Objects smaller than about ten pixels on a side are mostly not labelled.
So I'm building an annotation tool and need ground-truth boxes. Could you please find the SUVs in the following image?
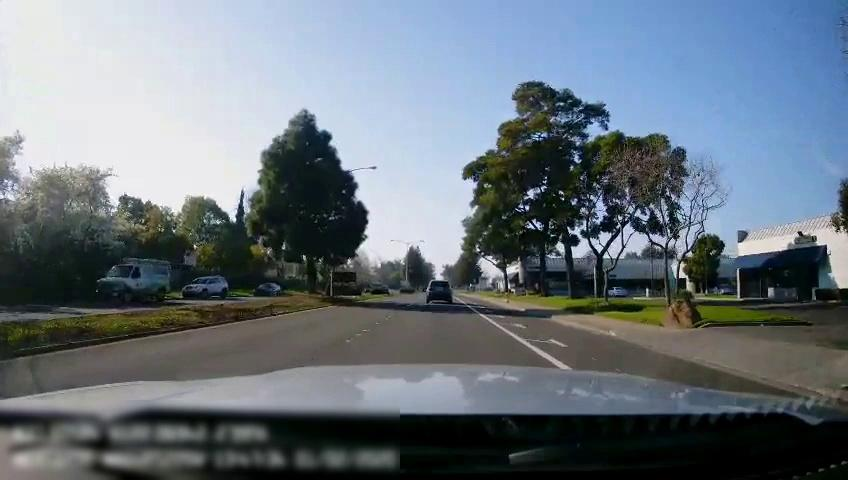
[425,279,454,305]
[182,276,229,300]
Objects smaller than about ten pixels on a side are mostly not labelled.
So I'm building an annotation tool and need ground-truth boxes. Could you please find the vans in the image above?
[95,259,171,305]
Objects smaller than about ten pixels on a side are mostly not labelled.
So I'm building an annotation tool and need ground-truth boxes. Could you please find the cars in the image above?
[254,283,282,298]
[607,286,628,298]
